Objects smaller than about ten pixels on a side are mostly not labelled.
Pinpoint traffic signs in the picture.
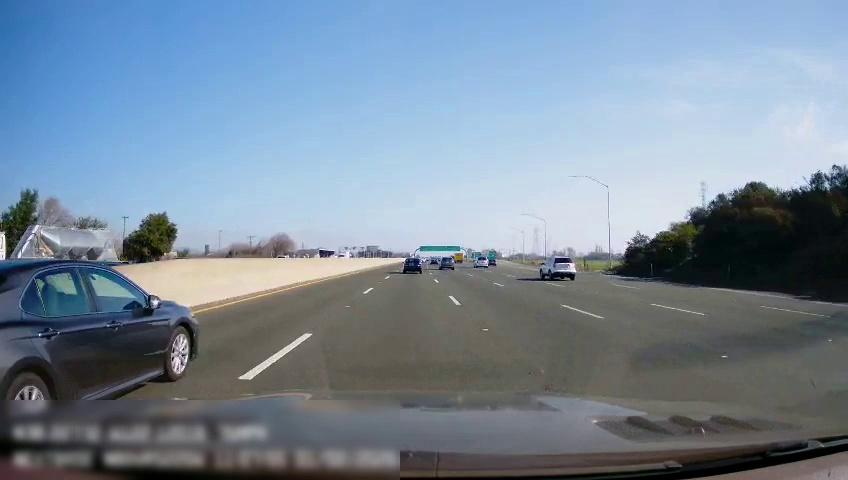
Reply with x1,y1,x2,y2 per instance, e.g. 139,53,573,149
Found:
366,244,377,252
419,245,461,252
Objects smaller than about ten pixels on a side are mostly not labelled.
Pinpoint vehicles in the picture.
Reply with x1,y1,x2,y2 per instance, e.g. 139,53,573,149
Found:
454,253,463,264
0,224,122,267
539,255,577,281
439,257,455,271
403,258,422,274
472,256,489,269
331,250,354,259
99,260,130,267
0,257,201,416
276,254,291,259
